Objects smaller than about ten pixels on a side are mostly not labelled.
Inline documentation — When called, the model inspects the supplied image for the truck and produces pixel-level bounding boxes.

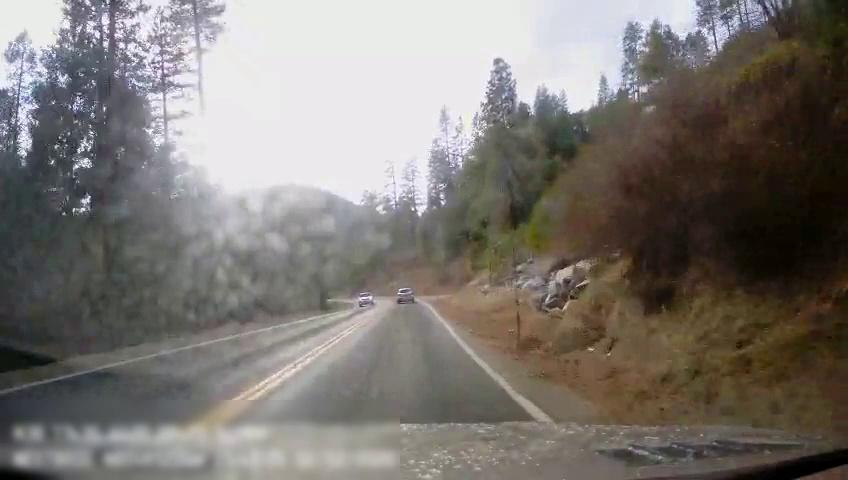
[358,292,373,308]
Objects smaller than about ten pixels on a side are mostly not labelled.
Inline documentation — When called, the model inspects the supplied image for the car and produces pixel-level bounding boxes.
[396,287,415,305]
